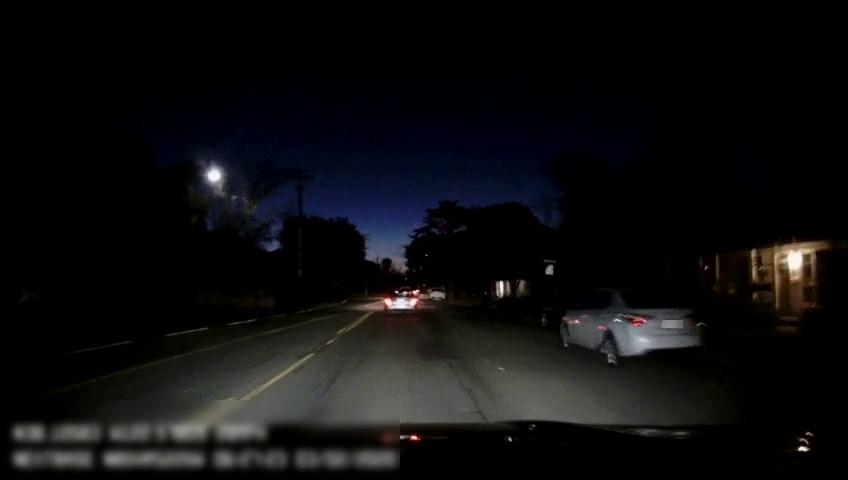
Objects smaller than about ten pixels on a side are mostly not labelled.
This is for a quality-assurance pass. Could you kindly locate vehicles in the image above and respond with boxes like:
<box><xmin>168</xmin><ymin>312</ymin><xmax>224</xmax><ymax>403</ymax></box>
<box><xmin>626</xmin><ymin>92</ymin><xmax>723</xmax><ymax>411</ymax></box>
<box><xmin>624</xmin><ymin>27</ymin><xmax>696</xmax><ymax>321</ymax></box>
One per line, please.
<box><xmin>383</xmin><ymin>285</ymin><xmax>420</xmax><ymax>315</ymax></box>
<box><xmin>536</xmin><ymin>288</ymin><xmax>577</xmax><ymax>331</ymax></box>
<box><xmin>430</xmin><ymin>288</ymin><xmax>446</xmax><ymax>302</ymax></box>
<box><xmin>559</xmin><ymin>286</ymin><xmax>704</xmax><ymax>370</ymax></box>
